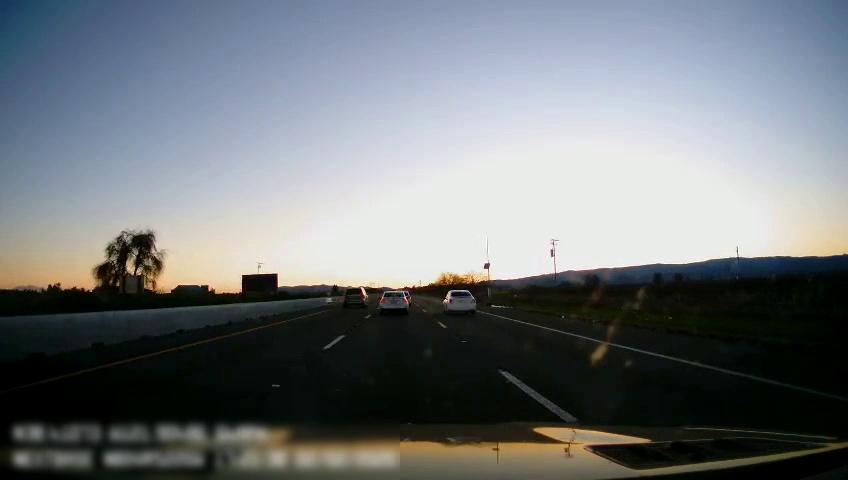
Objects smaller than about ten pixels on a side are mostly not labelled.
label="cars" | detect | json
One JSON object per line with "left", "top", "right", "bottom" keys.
{"left": 378, "top": 293, "right": 411, "bottom": 314}
{"left": 441, "top": 290, "right": 477, "bottom": 316}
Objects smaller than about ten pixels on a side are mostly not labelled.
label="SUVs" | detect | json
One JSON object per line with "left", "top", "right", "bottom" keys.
{"left": 344, "top": 288, "right": 370, "bottom": 309}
